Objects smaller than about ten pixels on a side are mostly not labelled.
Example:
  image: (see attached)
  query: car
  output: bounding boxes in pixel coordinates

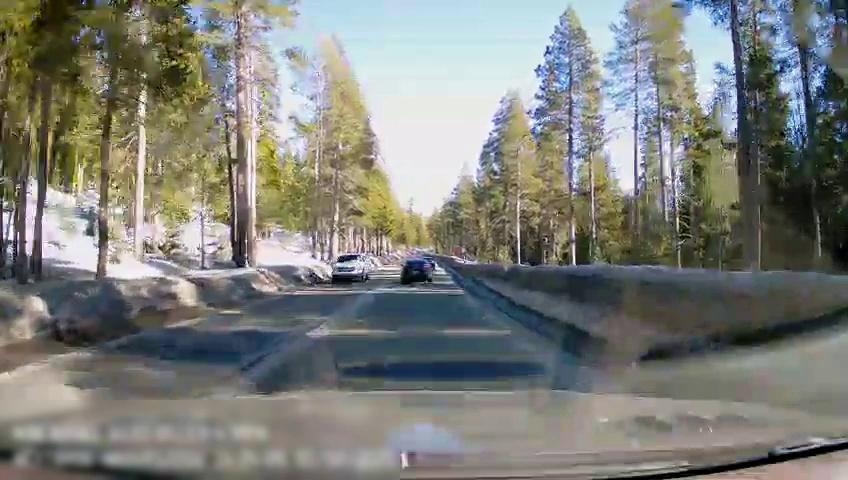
[400,256,434,284]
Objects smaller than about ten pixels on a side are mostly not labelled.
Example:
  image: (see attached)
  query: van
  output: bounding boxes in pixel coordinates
[332,254,369,283]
